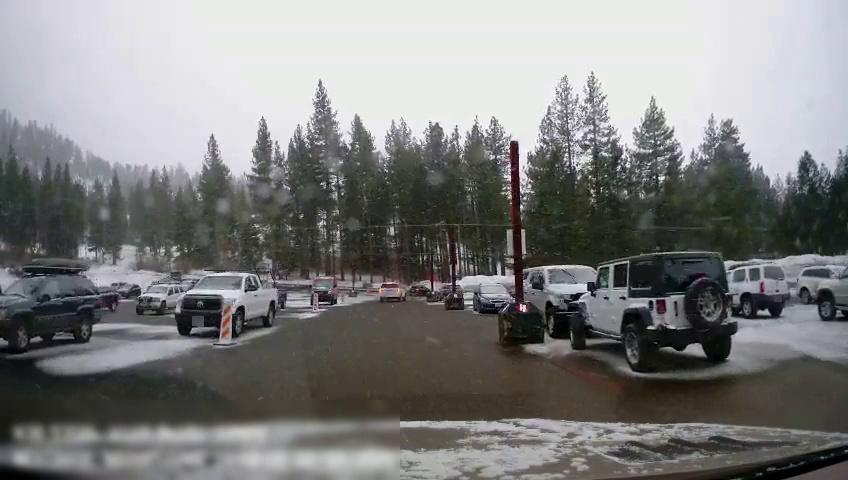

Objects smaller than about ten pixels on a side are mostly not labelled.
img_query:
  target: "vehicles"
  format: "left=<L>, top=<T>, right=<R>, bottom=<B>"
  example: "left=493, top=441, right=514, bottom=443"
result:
left=569, top=252, right=739, bottom=374
left=379, top=281, right=406, bottom=303
left=522, top=265, right=598, bottom=340
left=97, top=288, right=120, bottom=313
left=0, top=275, right=104, bottom=353
left=136, top=284, right=184, bottom=317
left=796, top=265, right=848, bottom=306
left=310, top=277, right=338, bottom=305
left=278, top=289, right=288, bottom=310
left=815, top=266, right=848, bottom=322
left=472, top=285, right=515, bottom=313
left=728, top=263, right=789, bottom=320
left=118, top=283, right=141, bottom=300
left=175, top=272, right=279, bottom=338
